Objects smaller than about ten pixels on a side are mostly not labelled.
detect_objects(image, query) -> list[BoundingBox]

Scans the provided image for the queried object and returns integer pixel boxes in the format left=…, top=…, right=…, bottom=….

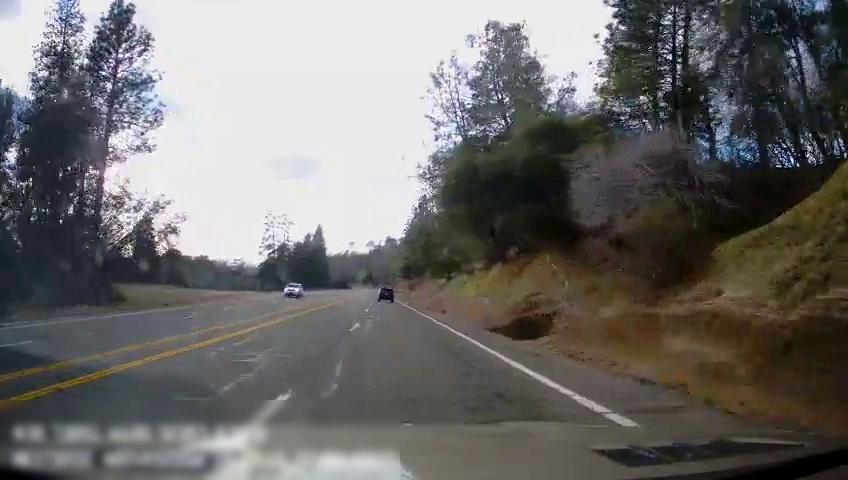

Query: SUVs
left=283, top=283, right=305, bottom=300
left=377, top=288, right=395, bottom=304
